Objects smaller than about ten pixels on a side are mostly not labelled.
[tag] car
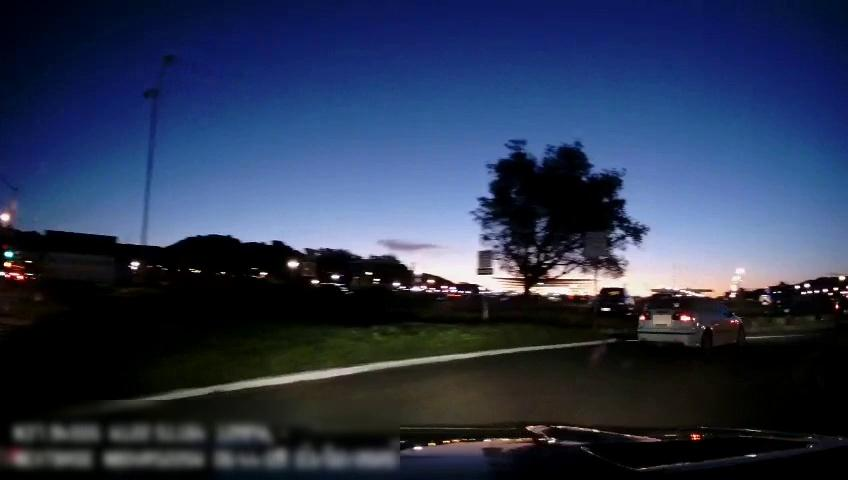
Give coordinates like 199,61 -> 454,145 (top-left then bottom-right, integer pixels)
637,296 -> 747,359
